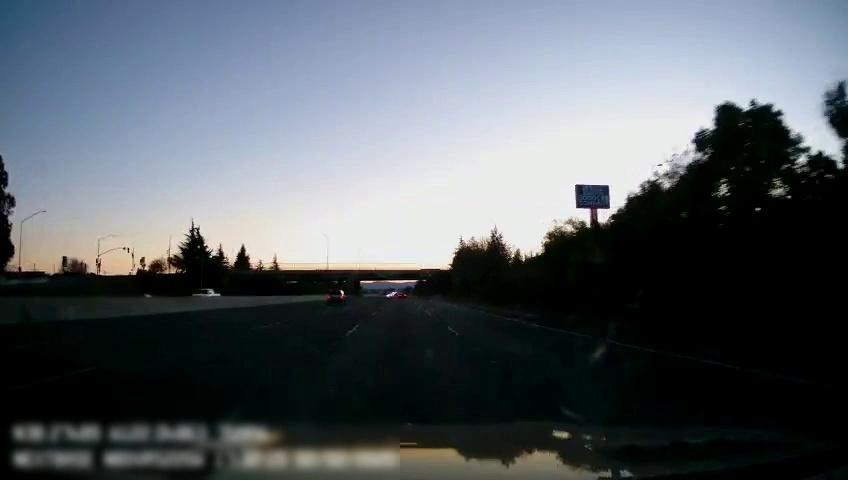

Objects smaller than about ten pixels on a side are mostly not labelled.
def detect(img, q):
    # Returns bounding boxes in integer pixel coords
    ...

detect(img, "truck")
[191,289,221,298]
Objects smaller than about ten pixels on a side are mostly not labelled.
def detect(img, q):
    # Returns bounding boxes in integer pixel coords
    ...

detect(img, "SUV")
[327,289,347,305]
